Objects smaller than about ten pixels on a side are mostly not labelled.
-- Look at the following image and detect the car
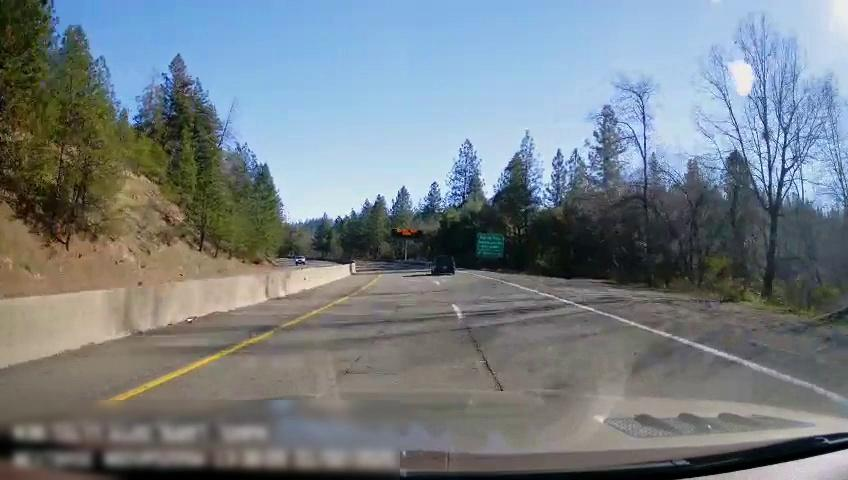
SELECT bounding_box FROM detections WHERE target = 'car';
[432,257,456,276]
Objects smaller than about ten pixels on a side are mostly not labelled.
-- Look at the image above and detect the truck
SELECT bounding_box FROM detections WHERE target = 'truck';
[294,255,306,266]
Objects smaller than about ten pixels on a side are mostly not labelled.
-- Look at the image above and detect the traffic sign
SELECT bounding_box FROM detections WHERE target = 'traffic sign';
[479,232,505,256]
